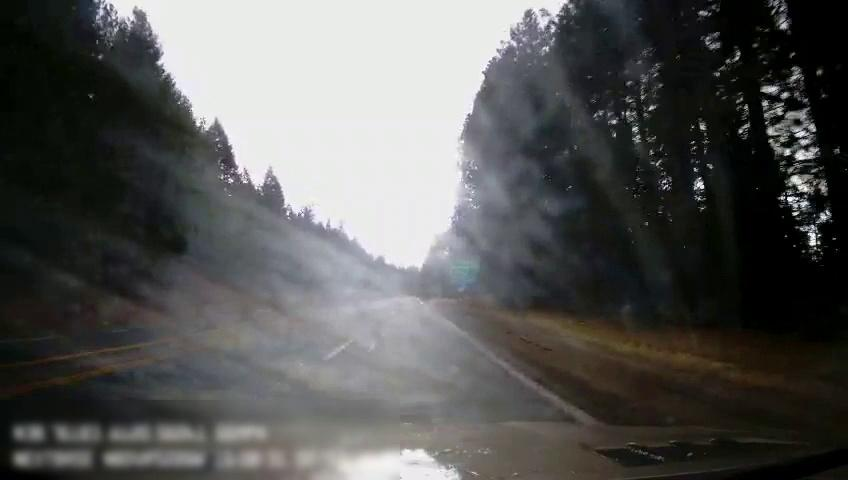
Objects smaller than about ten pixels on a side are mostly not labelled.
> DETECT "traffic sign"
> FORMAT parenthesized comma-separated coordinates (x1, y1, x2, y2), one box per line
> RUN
(450, 260, 480, 285)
